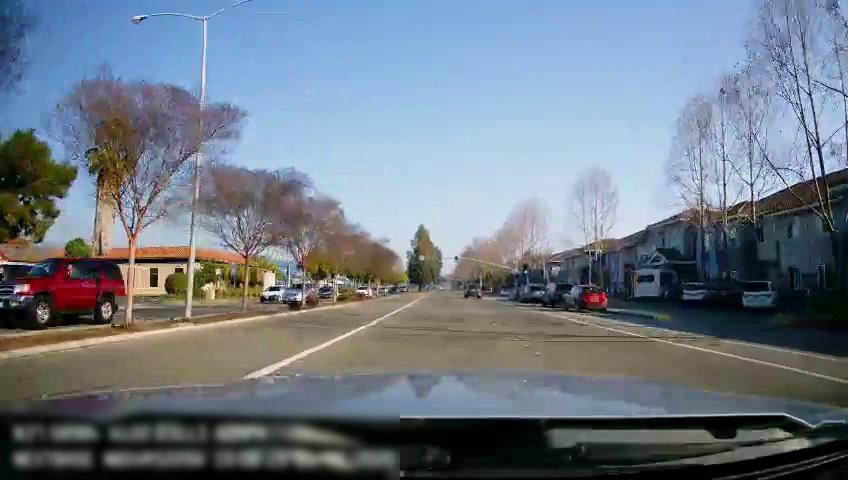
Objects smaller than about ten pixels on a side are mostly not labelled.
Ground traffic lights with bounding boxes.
[522,264,530,276]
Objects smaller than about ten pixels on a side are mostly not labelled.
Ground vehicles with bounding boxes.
[518,282,543,302]
[464,283,480,298]
[539,280,572,308]
[0,260,36,278]
[632,267,682,303]
[318,285,337,300]
[741,279,779,311]
[259,284,286,304]
[0,255,129,328]
[559,284,609,313]
[356,285,373,297]
[681,281,705,304]
[282,281,315,305]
